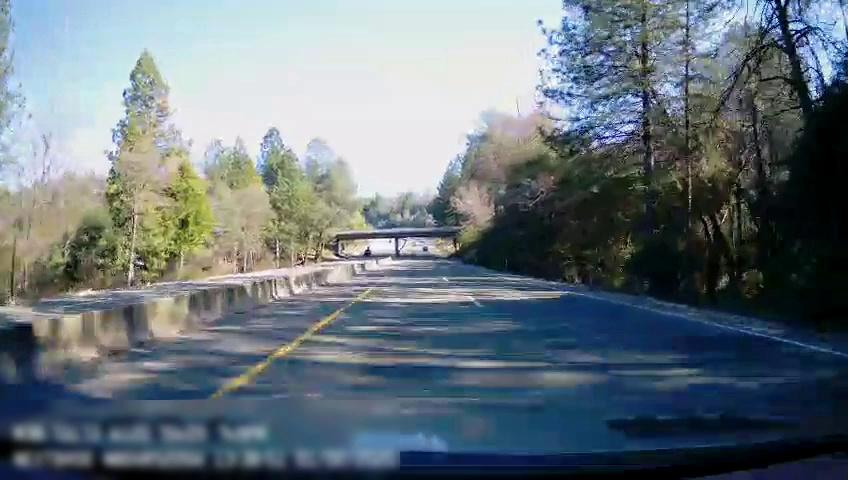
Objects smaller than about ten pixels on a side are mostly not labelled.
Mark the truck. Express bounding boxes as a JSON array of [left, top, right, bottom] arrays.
[[363, 246, 371, 257]]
